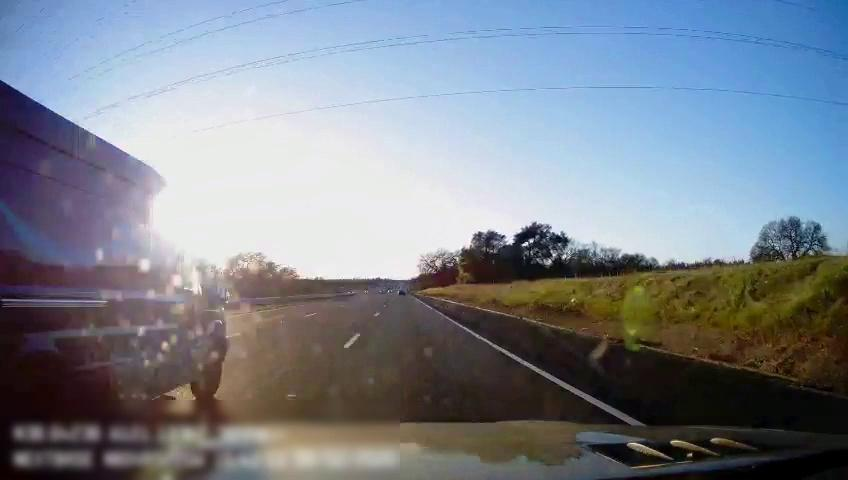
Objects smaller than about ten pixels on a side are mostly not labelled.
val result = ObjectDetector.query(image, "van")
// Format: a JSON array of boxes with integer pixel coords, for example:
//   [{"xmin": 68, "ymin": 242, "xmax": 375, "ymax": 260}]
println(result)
[{"xmin": 0, "ymin": 80, "xmax": 229, "ymax": 453}]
